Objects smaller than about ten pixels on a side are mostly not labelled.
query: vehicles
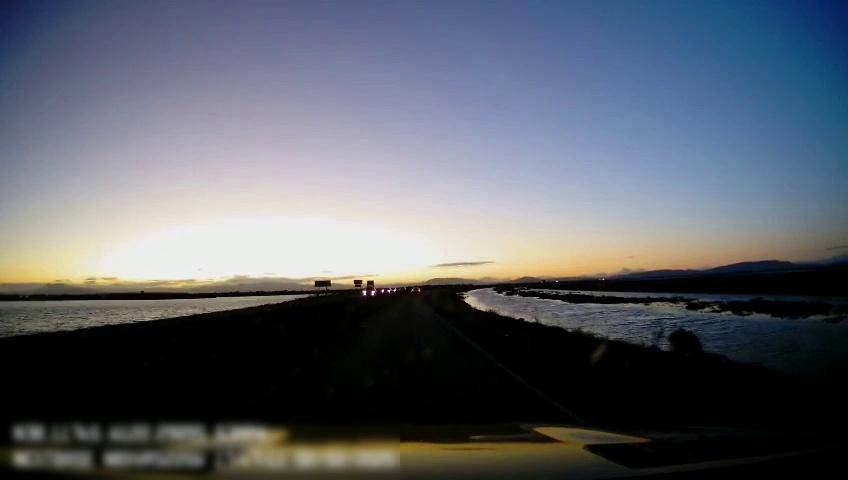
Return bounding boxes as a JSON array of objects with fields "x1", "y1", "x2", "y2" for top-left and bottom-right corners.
[
  {"x1": 410, "y1": 286, "x2": 421, "y2": 294},
  {"x1": 361, "y1": 286, "x2": 378, "y2": 297}
]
